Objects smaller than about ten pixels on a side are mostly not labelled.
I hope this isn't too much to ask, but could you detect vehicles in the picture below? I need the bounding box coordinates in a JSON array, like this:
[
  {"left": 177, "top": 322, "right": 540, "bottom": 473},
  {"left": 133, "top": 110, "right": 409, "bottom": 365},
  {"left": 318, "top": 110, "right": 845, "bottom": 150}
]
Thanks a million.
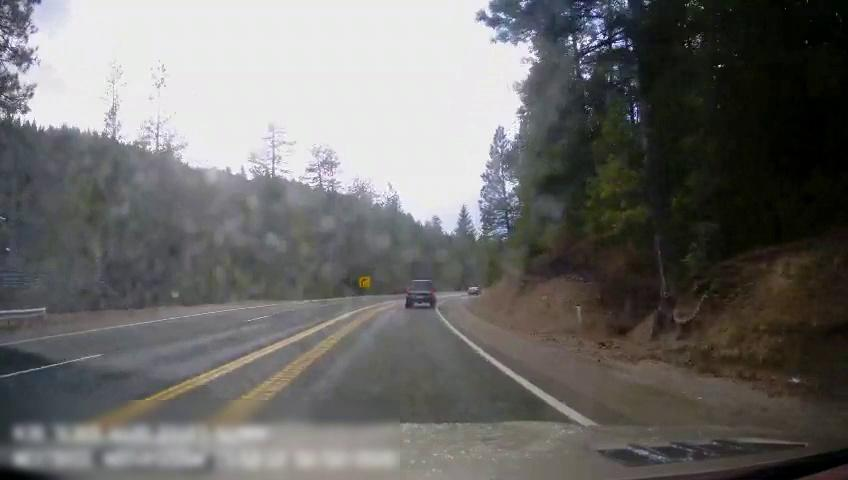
[
  {"left": 467, "top": 286, "right": 481, "bottom": 295},
  {"left": 405, "top": 279, "right": 436, "bottom": 308}
]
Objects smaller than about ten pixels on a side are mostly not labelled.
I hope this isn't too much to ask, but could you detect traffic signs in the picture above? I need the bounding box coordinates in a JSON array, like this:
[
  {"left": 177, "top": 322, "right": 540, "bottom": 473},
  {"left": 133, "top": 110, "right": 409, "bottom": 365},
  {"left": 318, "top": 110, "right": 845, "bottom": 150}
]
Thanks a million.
[{"left": 358, "top": 275, "right": 372, "bottom": 289}]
